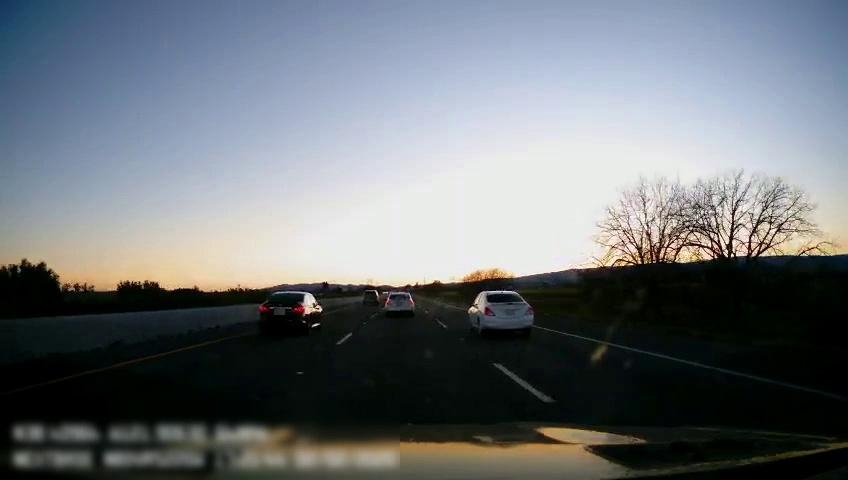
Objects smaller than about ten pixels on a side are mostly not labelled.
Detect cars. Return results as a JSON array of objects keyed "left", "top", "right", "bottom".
[
  {"left": 466, "top": 290, "right": 534, "bottom": 337},
  {"left": 258, "top": 291, "right": 326, "bottom": 334},
  {"left": 384, "top": 292, "right": 416, "bottom": 315}
]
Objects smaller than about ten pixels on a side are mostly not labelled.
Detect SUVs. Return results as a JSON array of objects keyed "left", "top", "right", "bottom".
[{"left": 361, "top": 289, "right": 380, "bottom": 306}]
